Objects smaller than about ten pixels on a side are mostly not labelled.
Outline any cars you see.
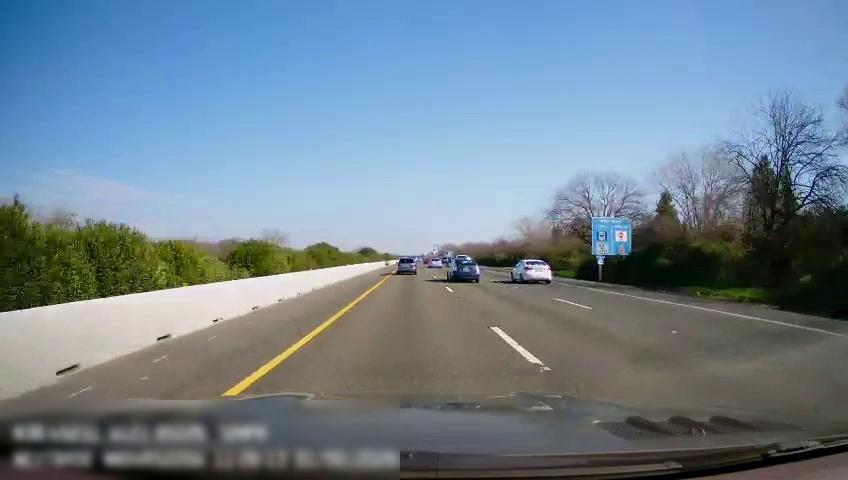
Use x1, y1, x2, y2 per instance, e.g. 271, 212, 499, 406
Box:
428, 257, 443, 269
509, 259, 551, 285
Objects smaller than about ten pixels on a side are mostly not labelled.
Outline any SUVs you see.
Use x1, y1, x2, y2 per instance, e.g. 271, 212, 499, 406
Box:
445, 257, 480, 284
396, 257, 419, 276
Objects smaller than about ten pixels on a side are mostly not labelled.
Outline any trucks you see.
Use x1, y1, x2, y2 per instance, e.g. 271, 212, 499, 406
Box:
455, 254, 468, 260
